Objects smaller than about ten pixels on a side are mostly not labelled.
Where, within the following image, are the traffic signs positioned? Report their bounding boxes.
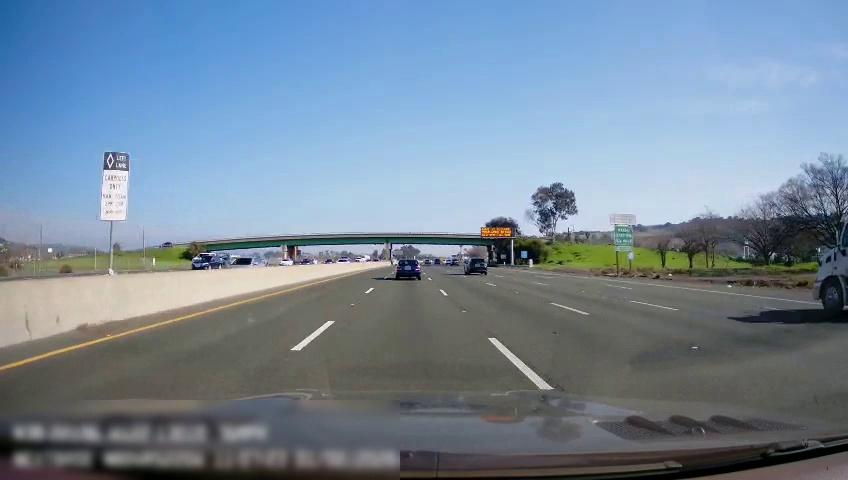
[479,226,516,239]
[614,223,633,252]
[98,150,130,222]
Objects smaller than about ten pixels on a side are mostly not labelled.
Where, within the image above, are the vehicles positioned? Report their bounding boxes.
[192,255,226,270]
[230,257,260,268]
[192,252,216,263]
[279,258,294,267]
[396,260,421,279]
[465,259,487,275]
[804,213,848,321]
